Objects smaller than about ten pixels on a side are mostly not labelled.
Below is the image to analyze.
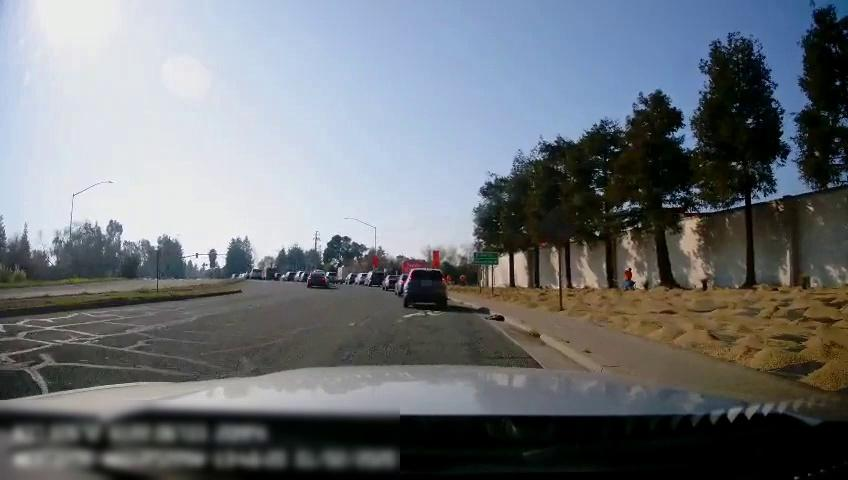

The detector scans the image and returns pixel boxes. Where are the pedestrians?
[459,272,466,287]
[623,266,635,292]
[446,273,452,286]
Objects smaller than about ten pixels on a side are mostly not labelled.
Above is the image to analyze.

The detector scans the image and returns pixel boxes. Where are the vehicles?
[336,265,349,284]
[293,271,304,282]
[364,270,385,287]
[382,274,400,291]
[284,271,298,281]
[271,272,283,281]
[325,271,339,285]
[344,272,359,285]
[249,268,263,280]
[354,272,370,285]
[306,271,328,289]
[262,267,276,281]
[394,273,410,297]
[402,267,448,310]
[278,273,289,281]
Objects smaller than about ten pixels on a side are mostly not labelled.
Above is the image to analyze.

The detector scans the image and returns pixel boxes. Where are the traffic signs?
[472,250,501,266]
